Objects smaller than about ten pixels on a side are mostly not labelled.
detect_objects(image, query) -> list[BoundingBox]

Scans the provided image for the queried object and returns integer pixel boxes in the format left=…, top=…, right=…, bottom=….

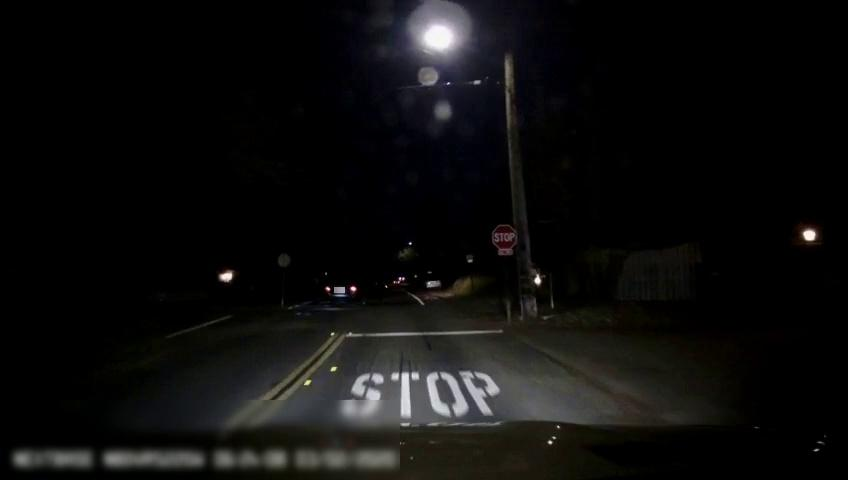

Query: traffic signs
left=490, top=222, right=520, bottom=257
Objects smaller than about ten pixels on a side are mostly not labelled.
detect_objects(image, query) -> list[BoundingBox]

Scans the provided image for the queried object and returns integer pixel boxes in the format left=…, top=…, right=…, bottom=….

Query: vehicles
left=417, top=270, right=444, bottom=291
left=322, top=274, right=367, bottom=303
